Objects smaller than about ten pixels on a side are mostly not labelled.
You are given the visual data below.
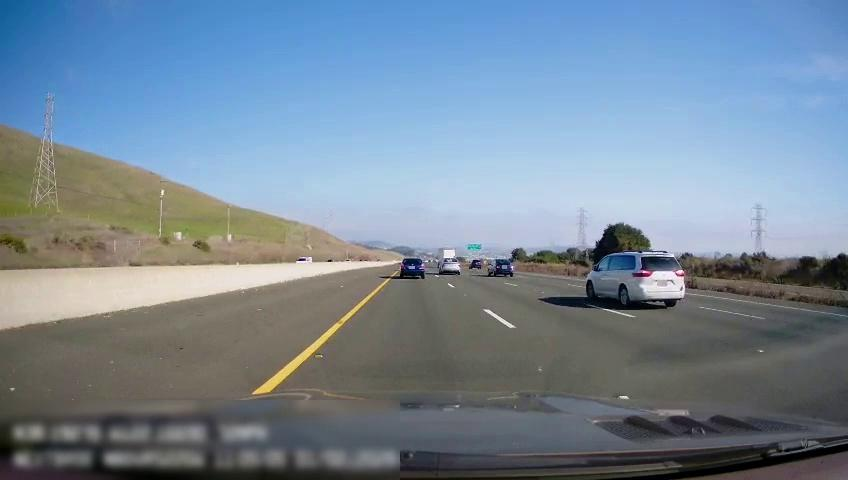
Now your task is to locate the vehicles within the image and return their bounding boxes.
[295,256,312,264]
[400,258,425,279]
[584,251,686,309]
[438,248,456,266]
[440,259,461,275]
[469,260,482,270]
[488,259,513,277]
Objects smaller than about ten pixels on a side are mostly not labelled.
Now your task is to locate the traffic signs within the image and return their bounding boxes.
[465,243,483,251]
